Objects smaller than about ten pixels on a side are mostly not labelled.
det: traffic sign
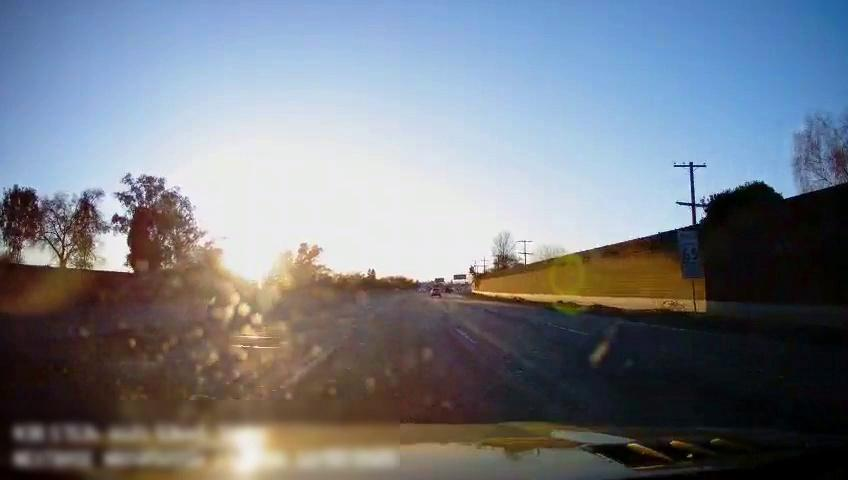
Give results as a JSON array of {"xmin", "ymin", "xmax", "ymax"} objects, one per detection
[{"xmin": 680, "ymin": 232, "xmax": 705, "ymax": 279}]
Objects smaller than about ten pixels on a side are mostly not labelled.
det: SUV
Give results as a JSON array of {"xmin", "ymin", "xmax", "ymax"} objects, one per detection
[{"xmin": 430, "ymin": 287, "xmax": 442, "ymax": 297}]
